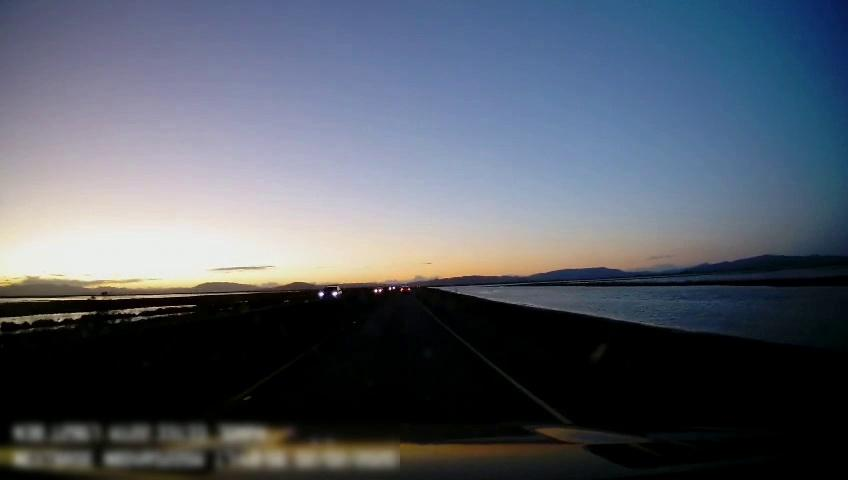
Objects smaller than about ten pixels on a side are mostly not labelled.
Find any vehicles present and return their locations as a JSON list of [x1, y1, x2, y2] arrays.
[[373, 286, 385, 295], [400, 285, 412, 294], [317, 284, 343, 300]]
